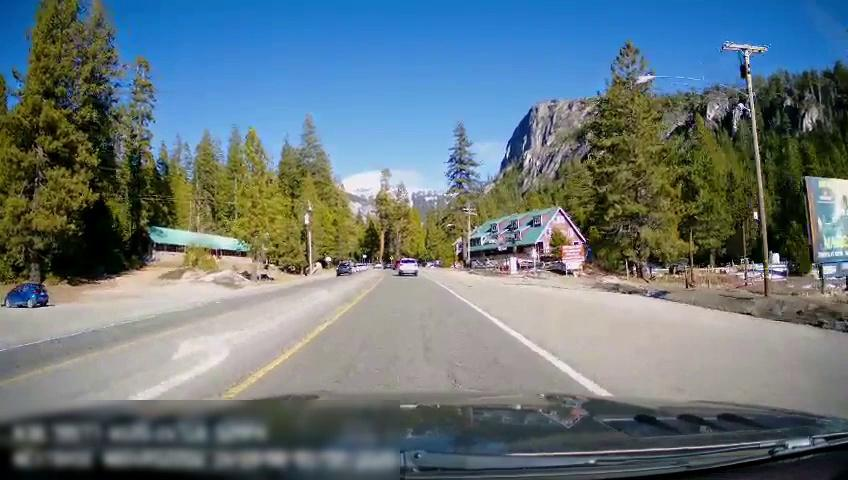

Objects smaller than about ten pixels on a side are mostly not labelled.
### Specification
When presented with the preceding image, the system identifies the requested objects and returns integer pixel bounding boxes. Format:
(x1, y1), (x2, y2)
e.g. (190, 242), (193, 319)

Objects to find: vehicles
(3, 283), (50, 309)
(335, 261), (353, 277)
(391, 260), (402, 271)
(397, 257), (419, 276)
